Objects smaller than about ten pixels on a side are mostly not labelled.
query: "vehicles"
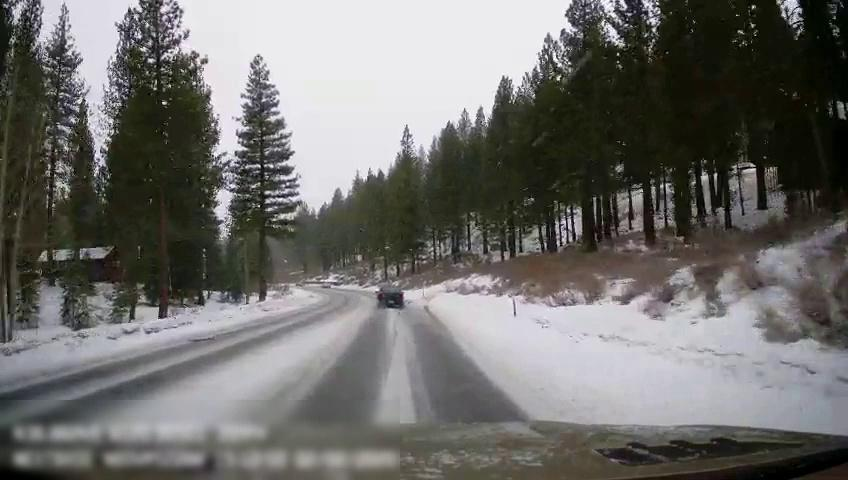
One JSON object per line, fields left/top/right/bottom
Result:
{"left": 375, "top": 285, "right": 405, "bottom": 309}
{"left": 320, "top": 280, "right": 332, "bottom": 289}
